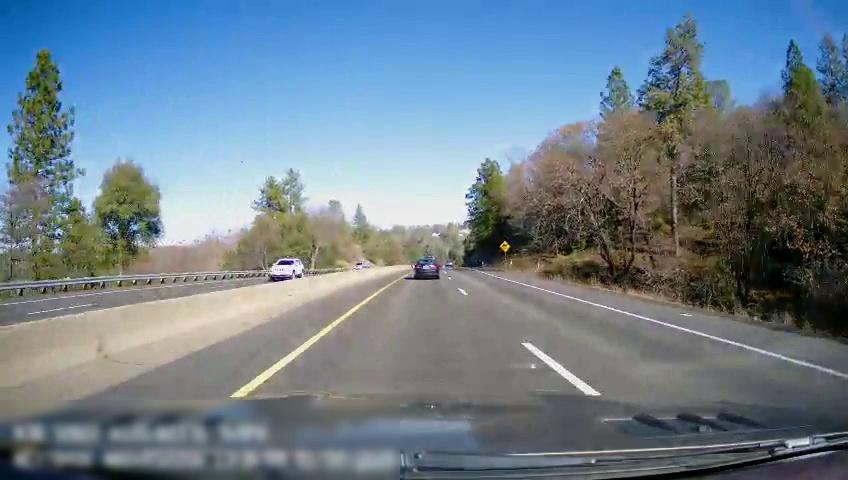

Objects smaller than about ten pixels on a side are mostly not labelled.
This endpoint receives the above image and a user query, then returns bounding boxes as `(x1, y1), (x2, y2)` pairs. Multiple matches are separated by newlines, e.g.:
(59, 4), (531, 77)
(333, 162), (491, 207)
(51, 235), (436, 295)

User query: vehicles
(351, 262), (365, 272)
(268, 258), (306, 282)
(414, 256), (440, 279)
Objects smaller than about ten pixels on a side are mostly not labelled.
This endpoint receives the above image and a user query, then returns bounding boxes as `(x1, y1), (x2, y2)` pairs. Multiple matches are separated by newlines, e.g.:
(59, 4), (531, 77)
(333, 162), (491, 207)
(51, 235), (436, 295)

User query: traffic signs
(499, 240), (511, 253)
